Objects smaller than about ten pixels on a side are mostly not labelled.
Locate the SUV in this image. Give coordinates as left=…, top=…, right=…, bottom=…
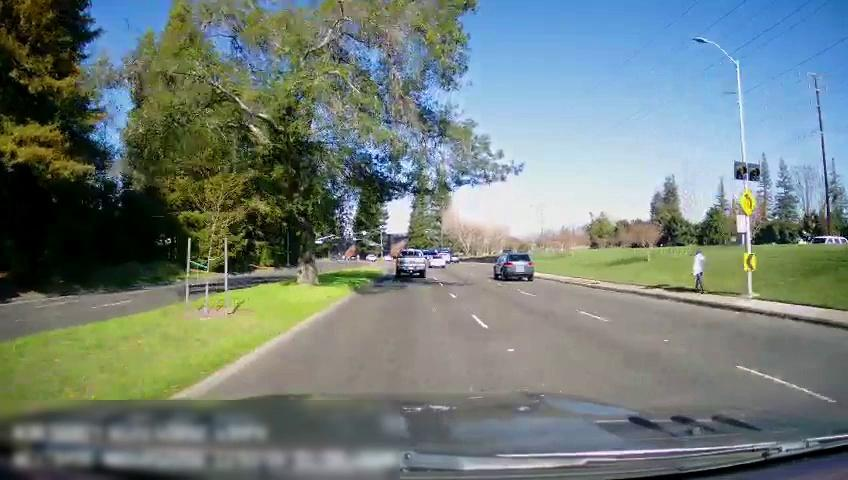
left=492, top=251, right=535, bottom=282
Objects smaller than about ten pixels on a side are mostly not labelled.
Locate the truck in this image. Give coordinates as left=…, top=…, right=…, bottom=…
left=396, top=249, right=427, bottom=278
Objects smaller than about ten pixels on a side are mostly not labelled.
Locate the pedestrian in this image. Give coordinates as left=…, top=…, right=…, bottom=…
left=693, top=247, right=706, bottom=295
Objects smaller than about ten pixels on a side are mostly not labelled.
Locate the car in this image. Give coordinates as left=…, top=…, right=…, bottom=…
left=428, top=254, right=446, bottom=269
